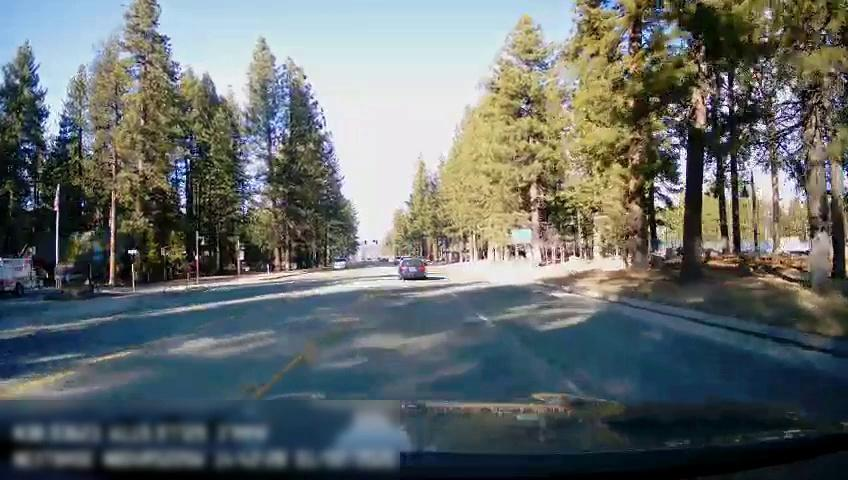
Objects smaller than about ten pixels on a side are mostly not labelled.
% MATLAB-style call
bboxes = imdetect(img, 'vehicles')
[0,257,33,295]
[332,256,349,271]
[398,256,427,281]
[390,256,403,267]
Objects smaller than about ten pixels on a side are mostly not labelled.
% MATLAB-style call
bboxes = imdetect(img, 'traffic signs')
[510,227,532,245]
